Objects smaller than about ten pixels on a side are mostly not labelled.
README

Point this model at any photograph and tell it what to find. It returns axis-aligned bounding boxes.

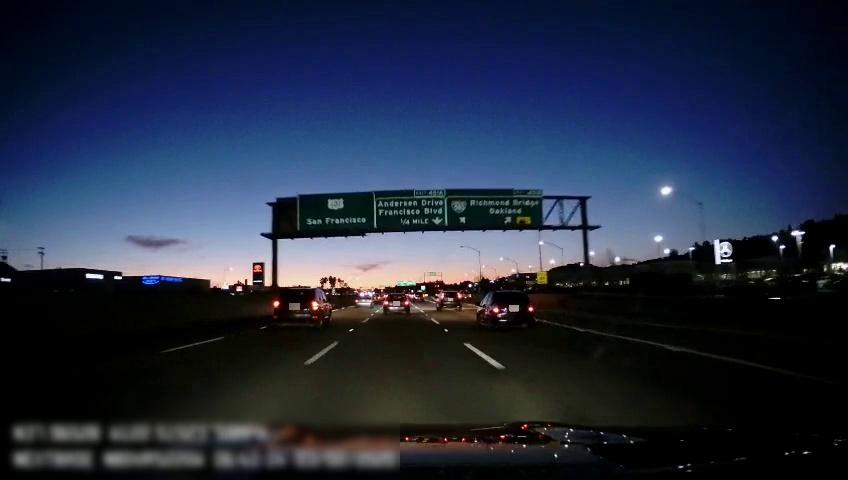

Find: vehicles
[355,294,375,310]
[434,291,463,312]
[408,291,421,303]
[383,293,411,317]
[474,290,535,330]
[271,287,333,335]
